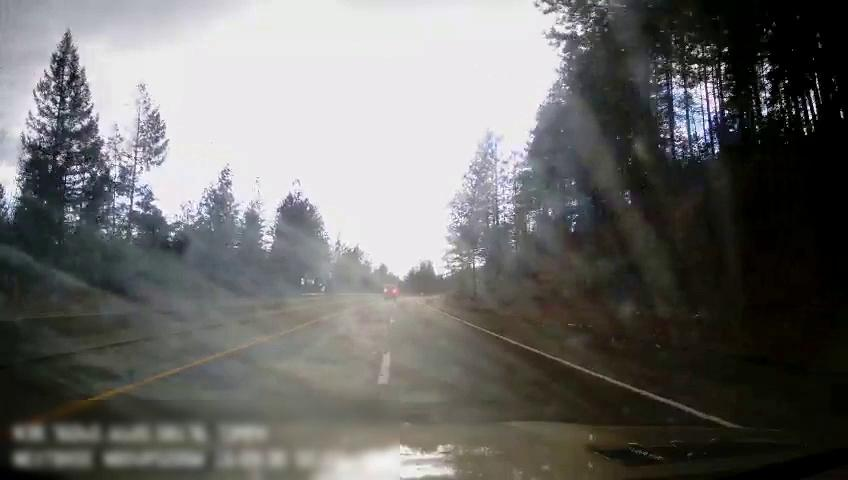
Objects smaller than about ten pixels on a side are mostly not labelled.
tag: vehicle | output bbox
[383,284,398,300]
